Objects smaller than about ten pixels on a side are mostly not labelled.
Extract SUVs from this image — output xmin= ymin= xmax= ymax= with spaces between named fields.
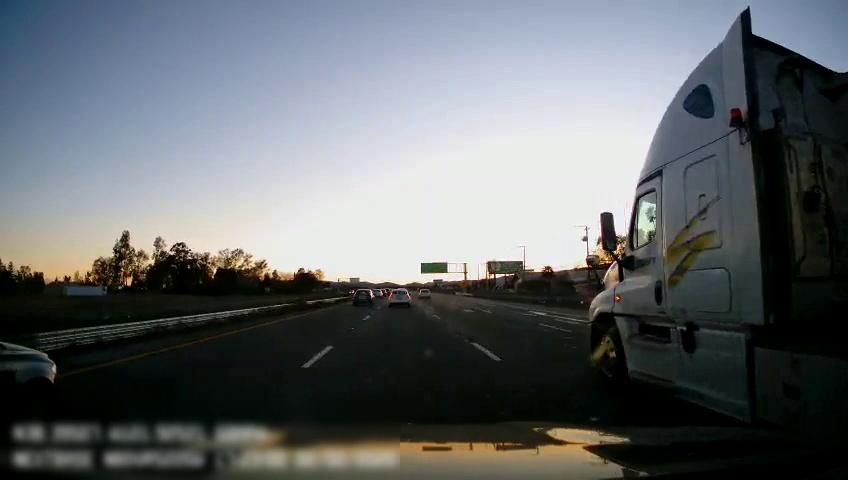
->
xmin=0 ymin=339 xmax=57 ymax=433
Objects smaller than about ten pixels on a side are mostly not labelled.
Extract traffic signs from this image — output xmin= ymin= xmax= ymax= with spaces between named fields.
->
xmin=421 ymin=261 xmax=448 ymax=275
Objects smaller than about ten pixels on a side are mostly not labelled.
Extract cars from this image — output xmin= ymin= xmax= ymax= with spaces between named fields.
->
xmin=389 ymin=289 xmax=412 ymax=308
xmin=353 ymin=289 xmax=375 ymax=304
xmin=418 ymin=288 xmax=432 ymax=299
xmin=372 ymin=288 xmax=383 ymax=298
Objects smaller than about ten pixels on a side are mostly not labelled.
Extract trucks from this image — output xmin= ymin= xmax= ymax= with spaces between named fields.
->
xmin=587 ymin=6 xmax=848 ymax=445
